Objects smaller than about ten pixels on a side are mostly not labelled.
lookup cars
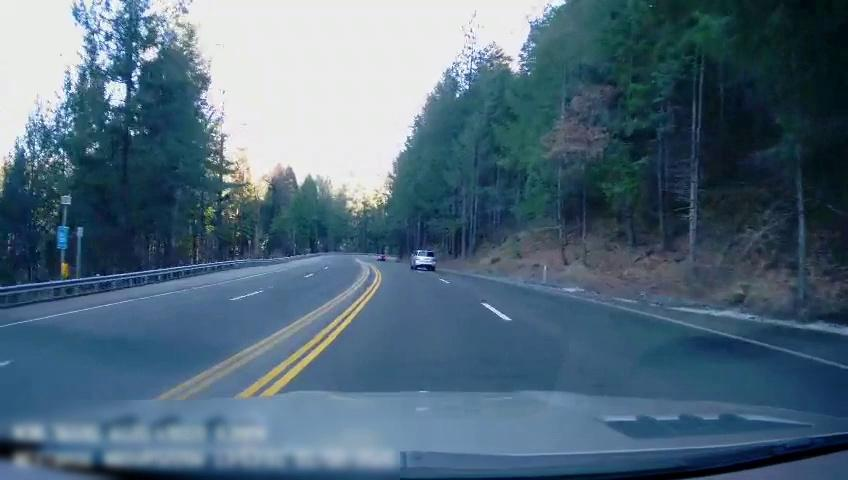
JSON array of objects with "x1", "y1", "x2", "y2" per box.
[{"x1": 375, "y1": 252, "x2": 386, "y2": 262}]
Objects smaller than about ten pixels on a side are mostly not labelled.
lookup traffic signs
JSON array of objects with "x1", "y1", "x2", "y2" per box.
[
  {"x1": 56, "y1": 225, "x2": 70, "y2": 250},
  {"x1": 62, "y1": 262, "x2": 72, "y2": 278}
]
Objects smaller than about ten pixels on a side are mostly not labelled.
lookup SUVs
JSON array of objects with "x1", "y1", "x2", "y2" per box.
[{"x1": 409, "y1": 250, "x2": 437, "y2": 272}]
